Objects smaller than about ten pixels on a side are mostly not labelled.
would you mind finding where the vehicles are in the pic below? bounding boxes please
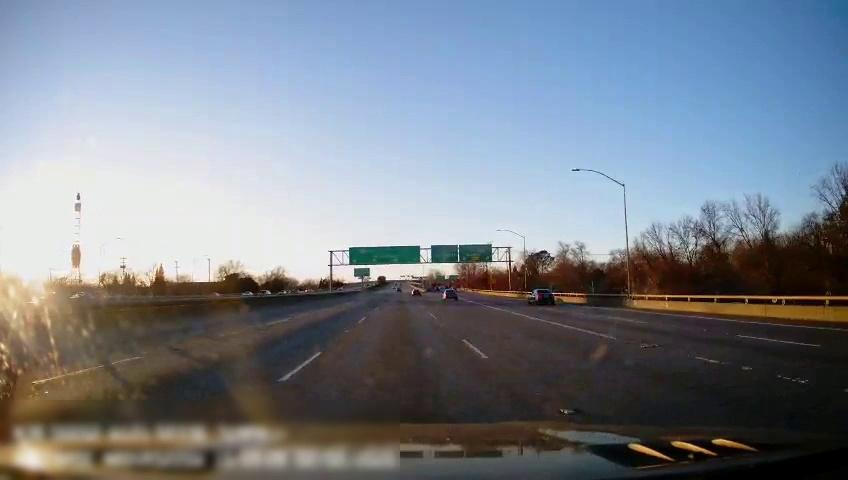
[443,289,458,301]
[527,288,555,306]
[240,291,254,297]
[72,292,94,297]
[257,289,272,296]
[411,288,421,296]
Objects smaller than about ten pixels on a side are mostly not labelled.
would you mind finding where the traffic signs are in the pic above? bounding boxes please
[431,244,458,263]
[459,244,492,261]
[349,246,421,265]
